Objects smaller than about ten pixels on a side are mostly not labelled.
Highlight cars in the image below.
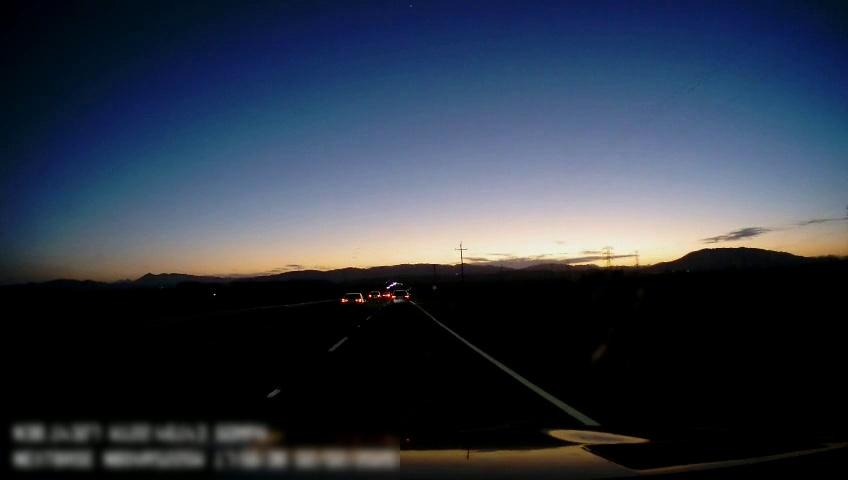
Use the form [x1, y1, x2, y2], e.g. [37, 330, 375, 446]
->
[340, 293, 365, 308]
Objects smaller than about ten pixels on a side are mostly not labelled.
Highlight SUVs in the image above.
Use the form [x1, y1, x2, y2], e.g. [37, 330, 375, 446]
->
[367, 290, 382, 302]
[391, 289, 410, 307]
